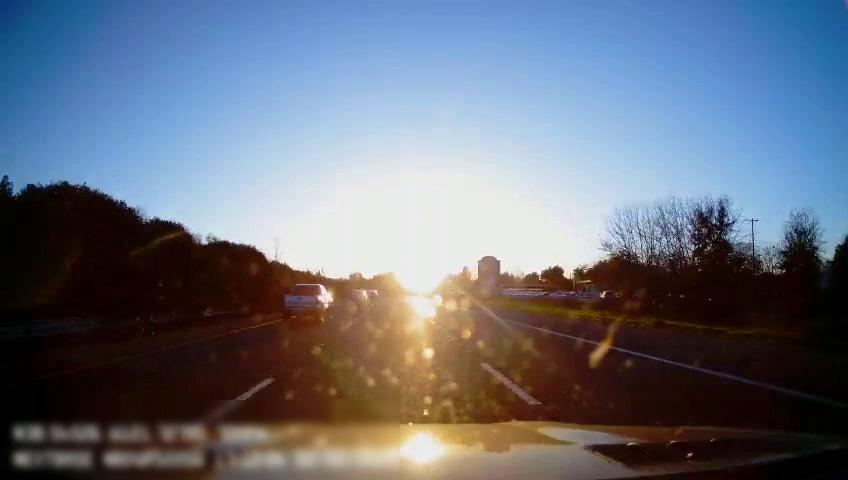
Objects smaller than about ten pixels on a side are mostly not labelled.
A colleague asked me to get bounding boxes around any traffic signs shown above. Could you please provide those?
[456,277,474,292]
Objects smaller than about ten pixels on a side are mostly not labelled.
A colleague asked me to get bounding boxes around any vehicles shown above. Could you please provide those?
[600,290,617,303]
[365,289,381,303]
[282,283,335,328]
[350,289,369,305]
